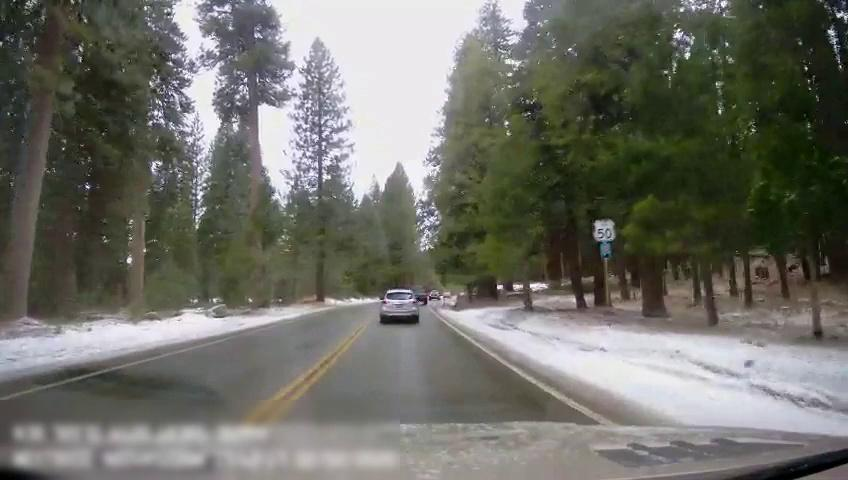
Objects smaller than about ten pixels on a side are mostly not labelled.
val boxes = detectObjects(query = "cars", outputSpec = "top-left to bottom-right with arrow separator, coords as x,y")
429,289 -> 441,300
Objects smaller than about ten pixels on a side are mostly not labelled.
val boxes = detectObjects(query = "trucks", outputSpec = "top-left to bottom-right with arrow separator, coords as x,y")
411,289 -> 427,304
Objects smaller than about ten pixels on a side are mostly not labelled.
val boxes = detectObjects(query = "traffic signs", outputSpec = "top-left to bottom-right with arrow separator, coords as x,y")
599,243 -> 613,260
592,219 -> 617,242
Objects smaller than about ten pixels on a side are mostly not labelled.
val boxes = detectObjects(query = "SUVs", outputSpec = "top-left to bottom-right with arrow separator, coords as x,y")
379,289 -> 419,325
